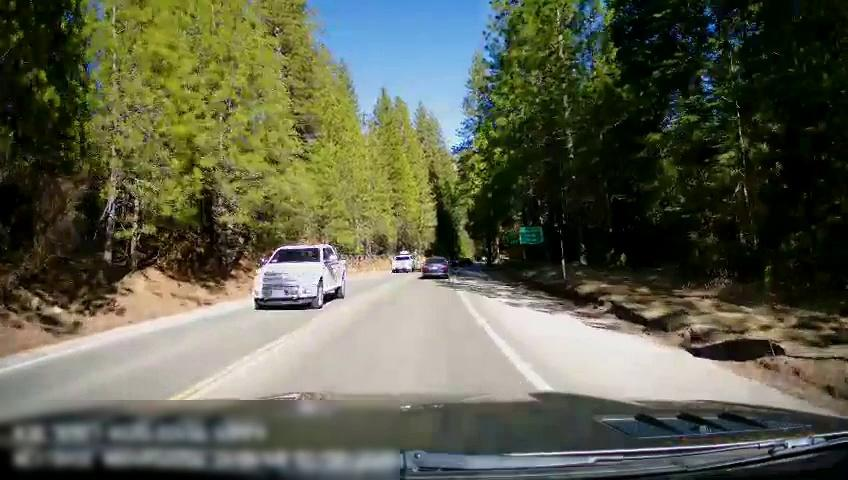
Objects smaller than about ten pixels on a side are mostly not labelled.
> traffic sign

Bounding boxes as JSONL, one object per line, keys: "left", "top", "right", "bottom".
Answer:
{"left": 518, "top": 225, "right": 545, "bottom": 246}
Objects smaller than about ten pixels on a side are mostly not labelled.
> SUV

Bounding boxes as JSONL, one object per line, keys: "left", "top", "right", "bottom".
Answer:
{"left": 391, "top": 250, "right": 417, "bottom": 273}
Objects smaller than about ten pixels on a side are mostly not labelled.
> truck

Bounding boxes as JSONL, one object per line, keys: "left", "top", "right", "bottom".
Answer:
{"left": 253, "top": 243, "right": 348, "bottom": 310}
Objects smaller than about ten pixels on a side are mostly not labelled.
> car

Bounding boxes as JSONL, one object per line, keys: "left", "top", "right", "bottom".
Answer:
{"left": 422, "top": 256, "right": 450, "bottom": 278}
